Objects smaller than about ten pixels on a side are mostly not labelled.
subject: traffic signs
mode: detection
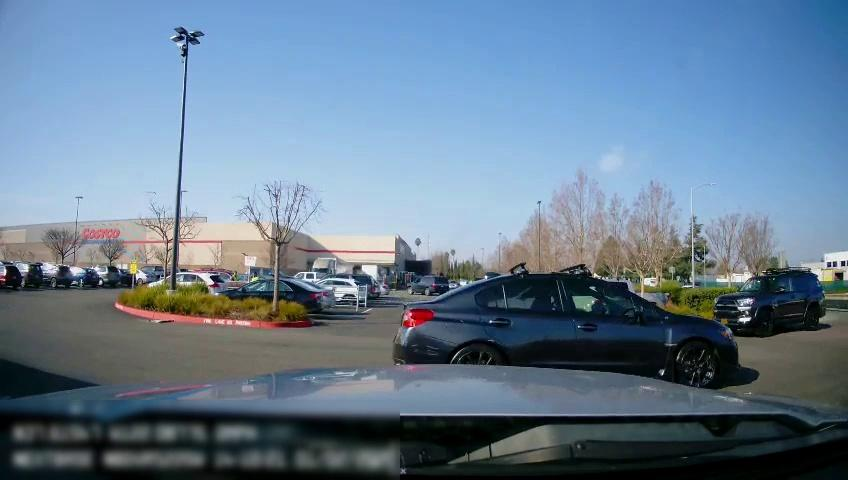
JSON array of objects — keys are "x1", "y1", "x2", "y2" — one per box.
[{"x1": 128, "y1": 260, "x2": 137, "y2": 274}]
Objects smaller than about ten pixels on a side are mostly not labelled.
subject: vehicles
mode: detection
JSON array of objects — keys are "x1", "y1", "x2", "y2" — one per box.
[
  {"x1": 311, "y1": 253, "x2": 354, "y2": 280},
  {"x1": 390, "y1": 261, "x2": 742, "y2": 389},
  {"x1": 448, "y1": 279, "x2": 462, "y2": 292},
  {"x1": 90, "y1": 264, "x2": 123, "y2": 289},
  {"x1": 406, "y1": 272, "x2": 449, "y2": 298},
  {"x1": 321, "y1": 273, "x2": 380, "y2": 308},
  {"x1": 133, "y1": 269, "x2": 149, "y2": 288},
  {"x1": 69, "y1": 265, "x2": 99, "y2": 289},
  {"x1": 0, "y1": 261, "x2": 24, "y2": 291},
  {"x1": 307, "y1": 281, "x2": 338, "y2": 313},
  {"x1": 13, "y1": 261, "x2": 44, "y2": 292},
  {"x1": 146, "y1": 271, "x2": 233, "y2": 297},
  {"x1": 40, "y1": 261, "x2": 72, "y2": 289},
  {"x1": 311, "y1": 277, "x2": 360, "y2": 307},
  {"x1": 291, "y1": 271, "x2": 322, "y2": 283},
  {"x1": 603, "y1": 277, "x2": 672, "y2": 308},
  {"x1": 221, "y1": 275, "x2": 332, "y2": 319},
  {"x1": 118, "y1": 268, "x2": 136, "y2": 288},
  {"x1": 713, "y1": 266, "x2": 828, "y2": 337}
]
